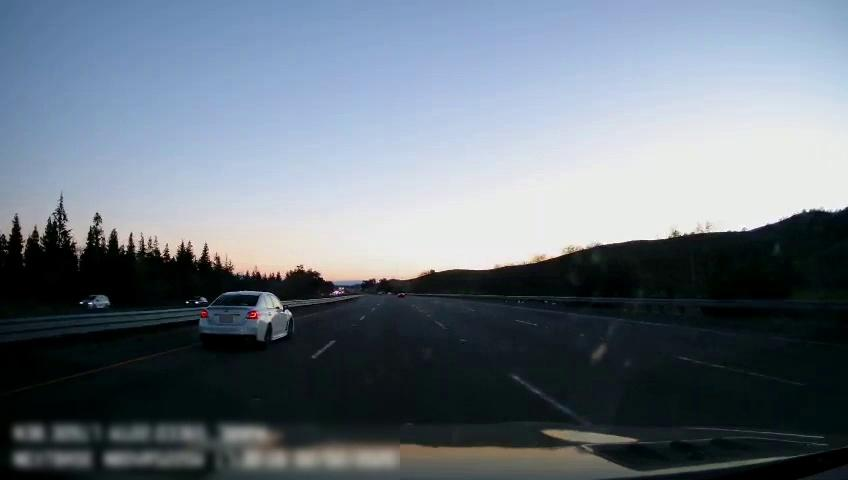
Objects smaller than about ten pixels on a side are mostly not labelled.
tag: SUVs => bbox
[76,294,111,313]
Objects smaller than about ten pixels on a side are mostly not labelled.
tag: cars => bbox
[184,295,208,306]
[199,291,296,352]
